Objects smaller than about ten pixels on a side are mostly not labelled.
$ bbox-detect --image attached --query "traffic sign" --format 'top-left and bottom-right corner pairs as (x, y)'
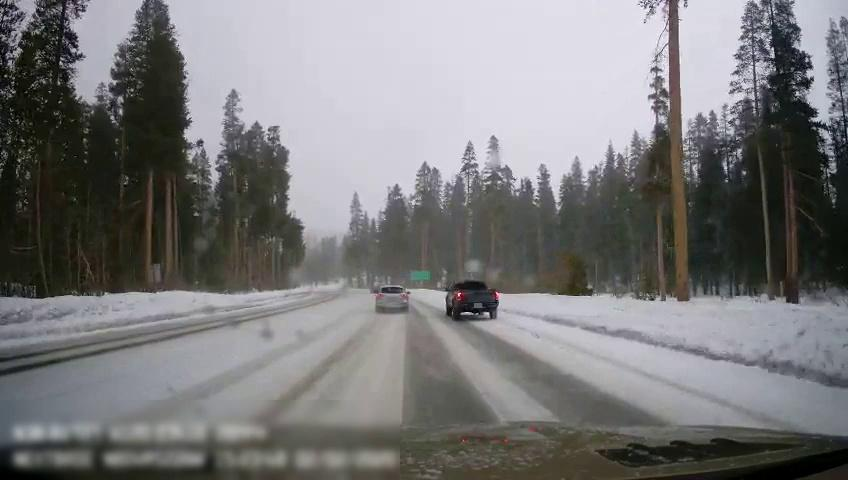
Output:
(146, 263), (162, 285)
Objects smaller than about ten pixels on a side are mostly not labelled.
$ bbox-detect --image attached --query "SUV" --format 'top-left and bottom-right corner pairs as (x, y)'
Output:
(371, 285), (412, 315)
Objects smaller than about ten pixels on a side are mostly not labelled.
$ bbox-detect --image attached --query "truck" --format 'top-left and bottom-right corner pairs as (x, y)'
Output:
(445, 280), (500, 320)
